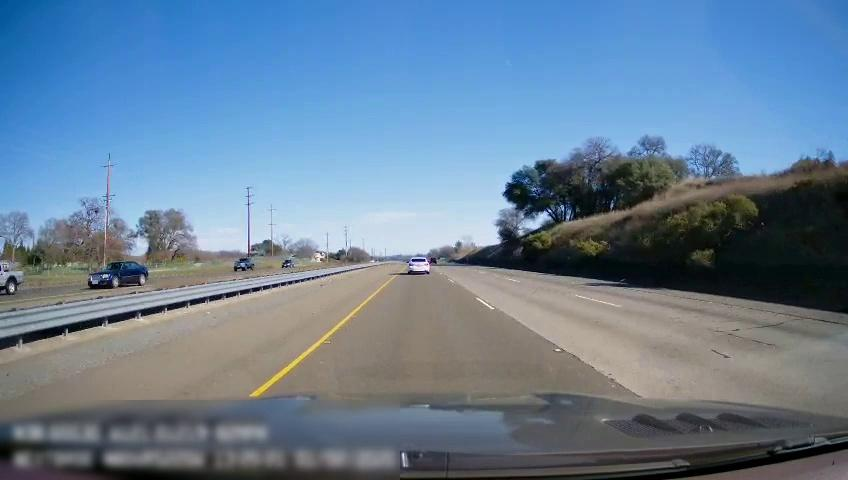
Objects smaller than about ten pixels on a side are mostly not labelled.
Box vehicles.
[0,262,25,295]
[405,257,431,275]
[233,256,256,272]
[281,259,295,268]
[426,257,437,265]
[86,261,149,290]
